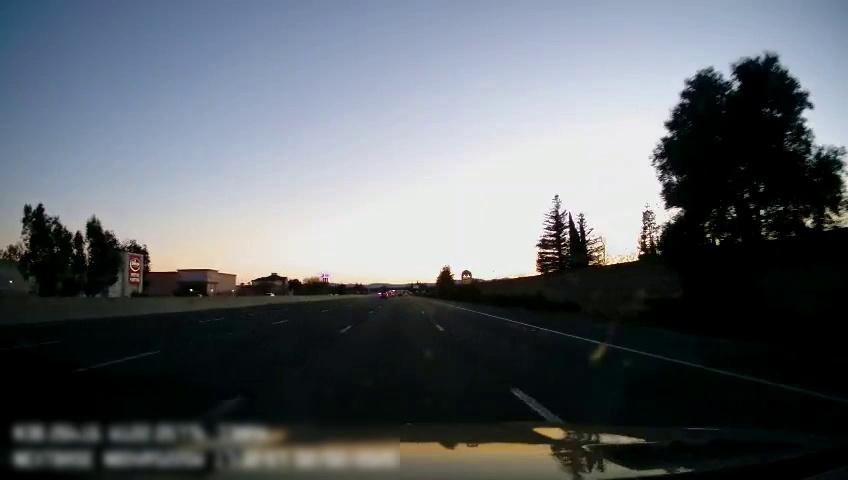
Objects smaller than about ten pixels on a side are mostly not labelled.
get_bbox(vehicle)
[262,293,276,298]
